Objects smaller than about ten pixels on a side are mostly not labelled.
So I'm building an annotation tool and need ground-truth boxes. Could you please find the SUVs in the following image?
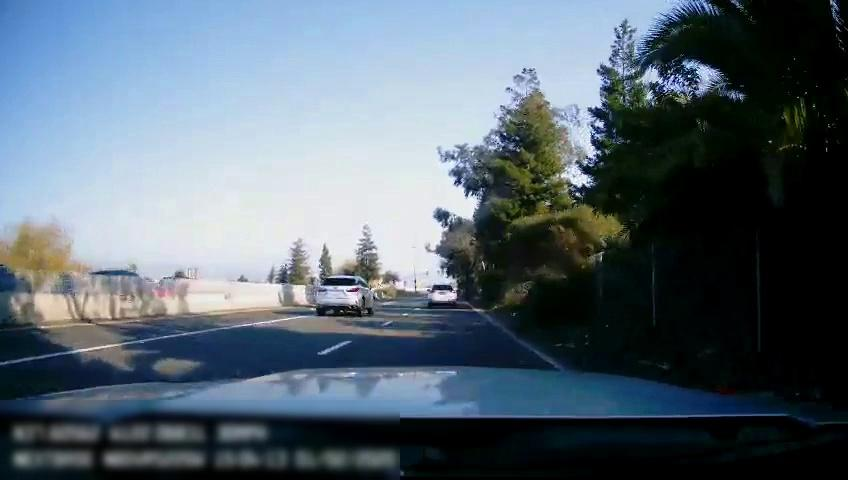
[314,274,376,318]
[426,284,458,310]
